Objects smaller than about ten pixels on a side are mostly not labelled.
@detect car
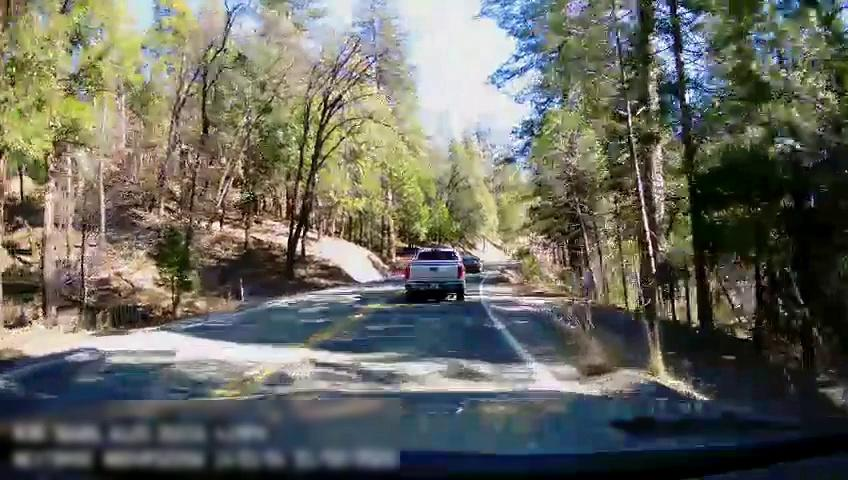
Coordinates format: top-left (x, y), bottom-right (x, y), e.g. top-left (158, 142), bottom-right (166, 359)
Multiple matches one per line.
top-left (461, 256), bottom-right (481, 274)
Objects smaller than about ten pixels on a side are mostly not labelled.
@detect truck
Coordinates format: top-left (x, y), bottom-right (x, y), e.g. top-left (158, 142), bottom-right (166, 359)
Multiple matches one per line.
top-left (403, 247), bottom-right (466, 301)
